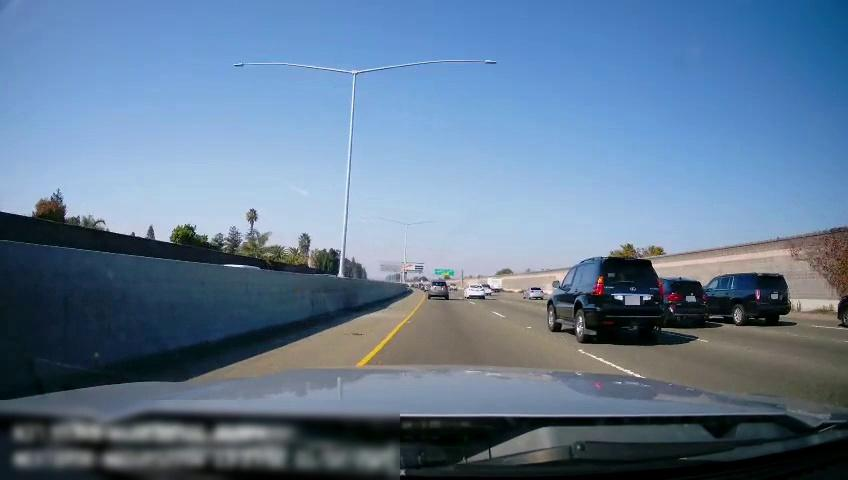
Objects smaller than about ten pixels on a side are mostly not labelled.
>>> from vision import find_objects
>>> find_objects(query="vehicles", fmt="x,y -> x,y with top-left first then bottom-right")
701,271 -> 791,327
657,277 -> 709,329
487,278 -> 502,293
223,264 -> 261,271
427,280 -> 450,300
546,255 -> 665,344
481,283 -> 492,296
522,286 -> 545,301
837,293 -> 848,328
463,283 -> 486,300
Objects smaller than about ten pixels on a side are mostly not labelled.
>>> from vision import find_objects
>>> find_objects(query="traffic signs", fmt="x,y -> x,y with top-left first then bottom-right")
401,261 -> 424,273
434,268 -> 456,276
